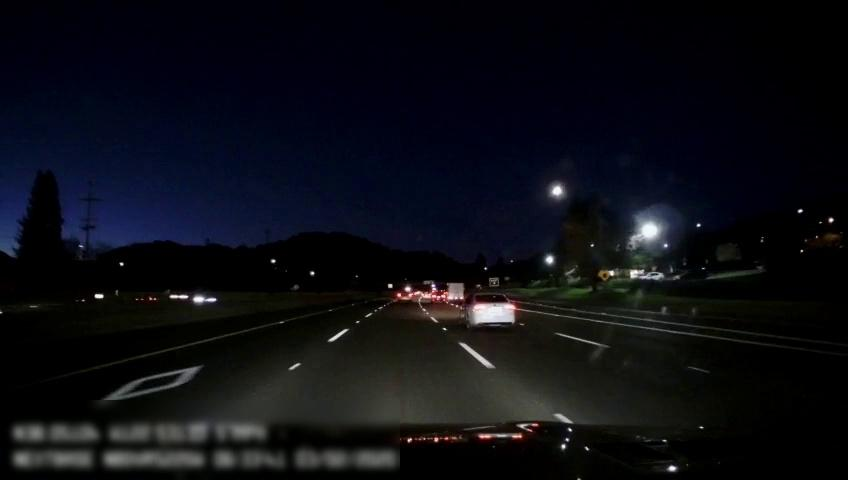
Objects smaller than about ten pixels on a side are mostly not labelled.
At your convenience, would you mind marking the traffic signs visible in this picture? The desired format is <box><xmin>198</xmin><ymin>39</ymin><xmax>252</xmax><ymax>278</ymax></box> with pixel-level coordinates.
<box><xmin>489</xmin><ymin>277</ymin><xmax>500</xmax><ymax>287</ymax></box>
<box><xmin>598</xmin><ymin>268</ymin><xmax>610</xmax><ymax>281</ymax></box>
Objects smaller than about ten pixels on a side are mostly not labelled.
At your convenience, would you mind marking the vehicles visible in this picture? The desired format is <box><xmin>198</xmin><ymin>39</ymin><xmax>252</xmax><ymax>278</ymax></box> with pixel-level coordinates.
<box><xmin>397</xmin><ymin>289</ymin><xmax>413</xmax><ymax>302</ymax></box>
<box><xmin>194</xmin><ymin>294</ymin><xmax>221</xmax><ymax>304</ymax></box>
<box><xmin>169</xmin><ymin>291</ymin><xmax>191</xmax><ymax>301</ymax></box>
<box><xmin>74</xmin><ymin>296</ymin><xmax>90</xmax><ymax>305</ymax></box>
<box><xmin>447</xmin><ymin>282</ymin><xmax>464</xmax><ymax>303</ymax></box>
<box><xmin>147</xmin><ymin>295</ymin><xmax>161</xmax><ymax>305</ymax></box>
<box><xmin>134</xmin><ymin>295</ymin><xmax>147</xmax><ymax>303</ymax></box>
<box><xmin>460</xmin><ymin>292</ymin><xmax>515</xmax><ymax>328</ymax></box>
<box><xmin>431</xmin><ymin>291</ymin><xmax>446</xmax><ymax>303</ymax></box>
